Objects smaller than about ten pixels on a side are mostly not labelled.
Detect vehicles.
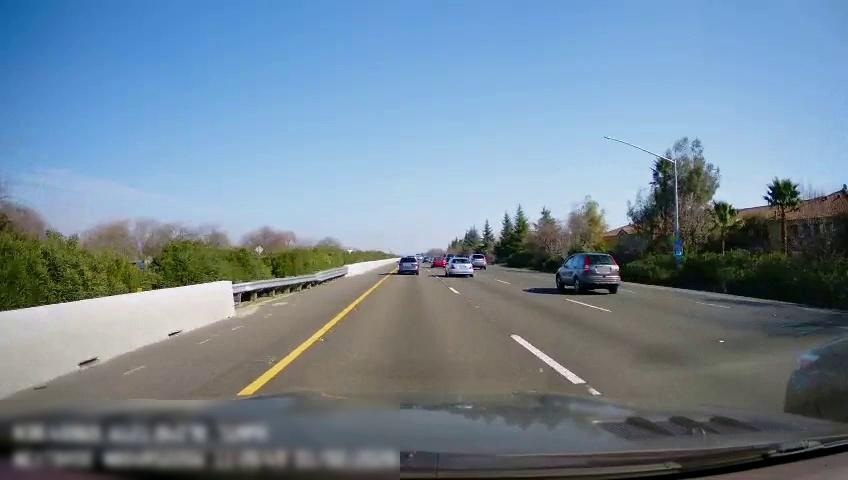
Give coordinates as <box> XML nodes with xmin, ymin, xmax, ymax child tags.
<box><xmin>422</xmin><ymin>255</ymin><xmax>431</xmax><ymax>262</ymax></box>
<box><xmin>445</xmin><ymin>257</ymin><xmax>474</xmax><ymax>277</ymax></box>
<box><xmin>782</xmin><ymin>333</ymin><xmax>848</xmax><ymax>423</ymax></box>
<box><xmin>396</xmin><ymin>255</ymin><xmax>420</xmax><ymax>275</ymax></box>
<box><xmin>466</xmin><ymin>253</ymin><xmax>488</xmax><ymax>269</ymax></box>
<box><xmin>430</xmin><ymin>257</ymin><xmax>445</xmax><ymax>269</ymax></box>
<box><xmin>556</xmin><ymin>252</ymin><xmax>621</xmax><ymax>296</ymax></box>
